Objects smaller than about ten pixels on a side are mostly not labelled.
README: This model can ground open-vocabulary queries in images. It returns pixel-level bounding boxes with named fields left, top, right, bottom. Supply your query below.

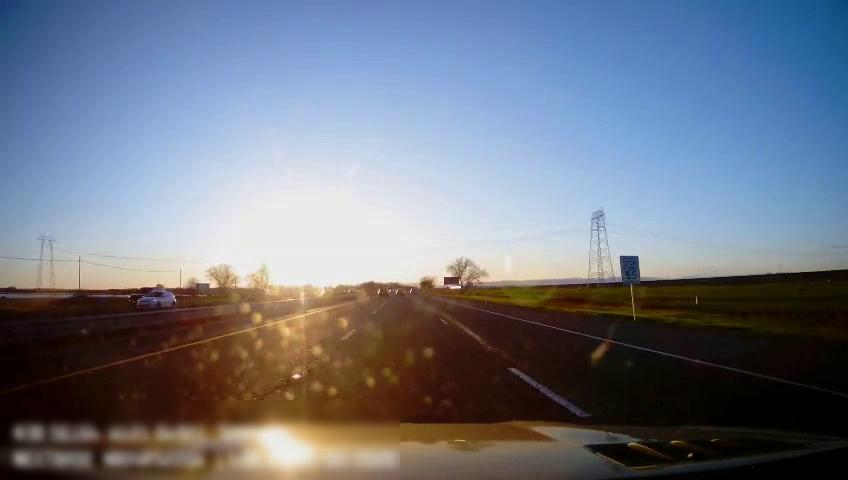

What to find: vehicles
left=137, top=290, right=176, bottom=311
left=127, top=286, right=167, bottom=307
left=378, top=289, right=389, bottom=298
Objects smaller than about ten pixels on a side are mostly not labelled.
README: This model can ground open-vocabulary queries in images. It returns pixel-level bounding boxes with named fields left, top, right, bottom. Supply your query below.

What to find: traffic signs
left=619, top=255, right=642, bottom=285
